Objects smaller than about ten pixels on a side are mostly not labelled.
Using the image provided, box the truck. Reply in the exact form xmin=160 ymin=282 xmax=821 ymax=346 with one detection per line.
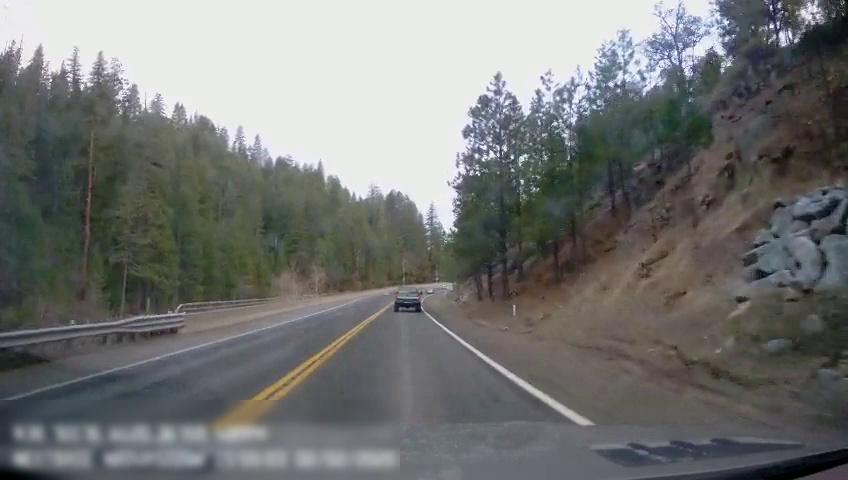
xmin=392 ymin=286 xmax=423 ymax=313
